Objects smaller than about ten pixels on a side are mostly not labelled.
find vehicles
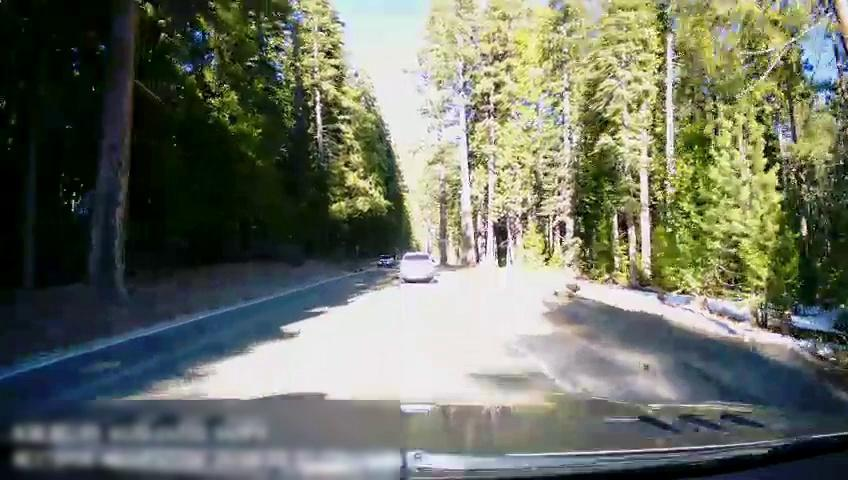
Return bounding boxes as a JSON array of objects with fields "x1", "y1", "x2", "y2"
[
  {"x1": 375, "y1": 254, "x2": 395, "y2": 268},
  {"x1": 400, "y1": 251, "x2": 434, "y2": 281}
]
